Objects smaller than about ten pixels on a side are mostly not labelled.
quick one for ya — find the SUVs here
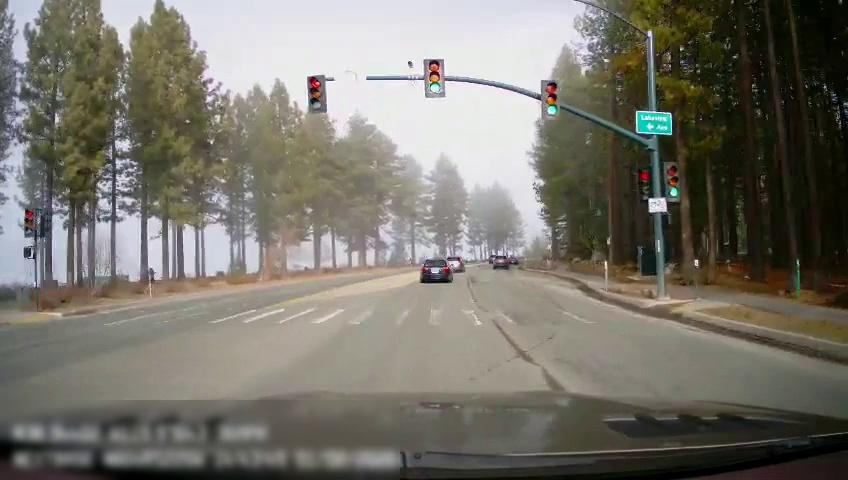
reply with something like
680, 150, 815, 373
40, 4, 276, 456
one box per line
492, 255, 510, 270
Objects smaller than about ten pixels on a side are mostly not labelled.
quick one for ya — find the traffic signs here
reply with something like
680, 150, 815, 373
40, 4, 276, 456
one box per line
335, 69, 354, 91
634, 110, 673, 135
647, 197, 668, 214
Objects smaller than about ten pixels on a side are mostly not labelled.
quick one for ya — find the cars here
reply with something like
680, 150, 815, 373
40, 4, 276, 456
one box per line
447, 256, 464, 272
420, 257, 452, 283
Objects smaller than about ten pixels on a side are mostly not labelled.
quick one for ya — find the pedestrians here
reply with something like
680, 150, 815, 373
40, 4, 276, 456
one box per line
145, 267, 154, 296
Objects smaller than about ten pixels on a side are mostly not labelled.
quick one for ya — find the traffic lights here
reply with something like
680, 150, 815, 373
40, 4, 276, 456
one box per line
424, 57, 447, 99
636, 169, 651, 202
665, 162, 683, 202
24, 209, 34, 237
306, 74, 329, 114
23, 247, 32, 260
541, 79, 560, 121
